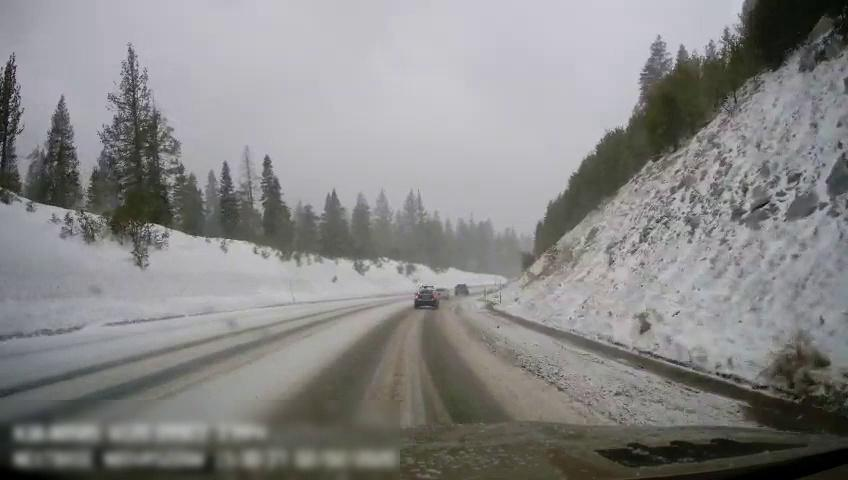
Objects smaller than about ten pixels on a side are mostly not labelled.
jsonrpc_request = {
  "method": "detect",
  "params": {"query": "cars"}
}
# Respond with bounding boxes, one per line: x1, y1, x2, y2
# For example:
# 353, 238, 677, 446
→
434, 288, 450, 300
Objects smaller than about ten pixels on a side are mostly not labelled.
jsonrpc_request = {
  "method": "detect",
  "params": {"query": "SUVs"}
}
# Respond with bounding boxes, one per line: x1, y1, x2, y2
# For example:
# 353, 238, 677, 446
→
454, 283, 469, 295
414, 284, 439, 308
